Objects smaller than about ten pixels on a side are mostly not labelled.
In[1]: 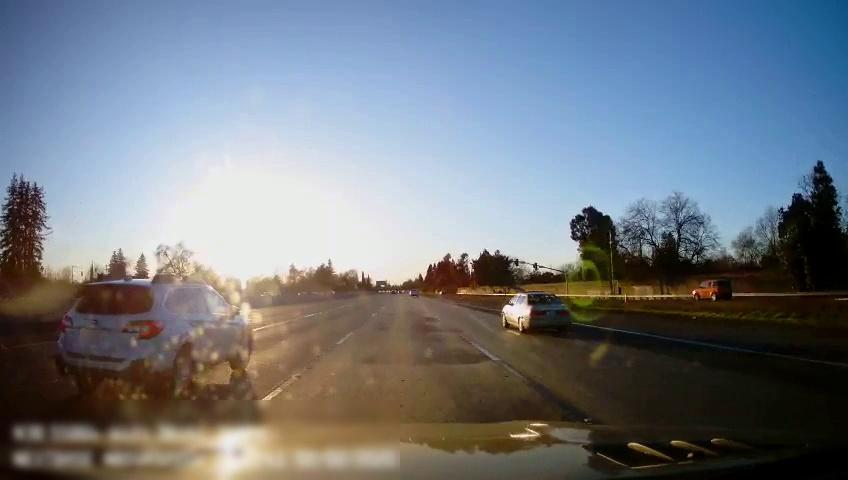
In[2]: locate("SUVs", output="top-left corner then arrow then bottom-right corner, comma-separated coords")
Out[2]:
54,280 -> 252,393
692,279 -> 734,302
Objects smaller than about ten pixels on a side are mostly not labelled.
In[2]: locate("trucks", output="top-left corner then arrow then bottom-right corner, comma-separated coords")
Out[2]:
408,288 -> 420,298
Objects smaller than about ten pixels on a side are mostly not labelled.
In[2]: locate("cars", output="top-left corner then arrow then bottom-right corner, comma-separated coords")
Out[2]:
502,292 -> 571,338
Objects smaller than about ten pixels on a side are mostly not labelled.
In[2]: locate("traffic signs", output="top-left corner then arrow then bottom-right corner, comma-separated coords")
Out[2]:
376,280 -> 389,287
469,280 -> 480,291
